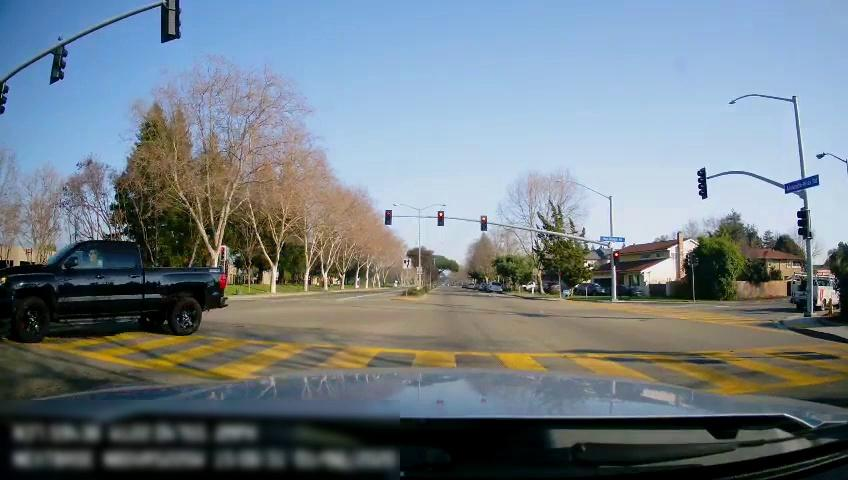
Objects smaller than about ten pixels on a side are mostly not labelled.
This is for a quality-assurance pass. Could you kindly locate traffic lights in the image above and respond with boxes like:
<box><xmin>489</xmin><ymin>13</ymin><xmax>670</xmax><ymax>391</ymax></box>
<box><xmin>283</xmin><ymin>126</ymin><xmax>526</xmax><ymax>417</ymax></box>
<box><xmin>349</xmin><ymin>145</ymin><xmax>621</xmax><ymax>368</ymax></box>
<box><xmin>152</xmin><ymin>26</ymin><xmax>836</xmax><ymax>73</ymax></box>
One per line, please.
<box><xmin>0</xmin><ymin>80</ymin><xmax>9</xmax><ymax>115</ymax></box>
<box><xmin>797</xmin><ymin>207</ymin><xmax>812</xmax><ymax>240</ymax></box>
<box><xmin>693</xmin><ymin>254</ymin><xmax>700</xmax><ymax>267</ymax></box>
<box><xmin>480</xmin><ymin>215</ymin><xmax>488</xmax><ymax>232</ymax></box>
<box><xmin>384</xmin><ymin>209</ymin><xmax>393</xmax><ymax>226</ymax></box>
<box><xmin>696</xmin><ymin>166</ymin><xmax>709</xmax><ymax>201</ymax></box>
<box><xmin>218</xmin><ymin>245</ymin><xmax>227</xmax><ymax>262</ymax></box>
<box><xmin>685</xmin><ymin>252</ymin><xmax>692</xmax><ymax>269</ymax></box>
<box><xmin>613</xmin><ymin>250</ymin><xmax>621</xmax><ymax>266</ymax></box>
<box><xmin>49</xmin><ymin>37</ymin><xmax>68</xmax><ymax>86</ymax></box>
<box><xmin>437</xmin><ymin>210</ymin><xmax>445</xmax><ymax>227</ymax></box>
<box><xmin>160</xmin><ymin>0</ymin><xmax>181</xmax><ymax>44</ymax></box>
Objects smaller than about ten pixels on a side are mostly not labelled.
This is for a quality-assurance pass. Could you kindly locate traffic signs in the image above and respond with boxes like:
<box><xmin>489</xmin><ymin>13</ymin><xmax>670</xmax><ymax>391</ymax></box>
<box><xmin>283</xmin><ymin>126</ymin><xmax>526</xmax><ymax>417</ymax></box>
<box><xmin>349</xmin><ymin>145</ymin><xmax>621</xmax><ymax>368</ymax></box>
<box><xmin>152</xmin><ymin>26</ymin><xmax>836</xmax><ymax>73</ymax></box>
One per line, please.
<box><xmin>784</xmin><ymin>174</ymin><xmax>820</xmax><ymax>195</ymax></box>
<box><xmin>402</xmin><ymin>257</ymin><xmax>412</xmax><ymax>271</ymax></box>
<box><xmin>599</xmin><ymin>235</ymin><xmax>625</xmax><ymax>243</ymax></box>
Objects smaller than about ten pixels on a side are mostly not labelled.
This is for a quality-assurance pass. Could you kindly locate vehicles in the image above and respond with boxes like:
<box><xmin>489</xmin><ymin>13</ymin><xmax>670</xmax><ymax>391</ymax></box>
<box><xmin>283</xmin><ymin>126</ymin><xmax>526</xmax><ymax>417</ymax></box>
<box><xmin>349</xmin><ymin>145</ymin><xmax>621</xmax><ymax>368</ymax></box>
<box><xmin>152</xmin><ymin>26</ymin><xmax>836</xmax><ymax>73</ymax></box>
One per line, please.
<box><xmin>543</xmin><ymin>281</ymin><xmax>561</xmax><ymax>295</ymax></box>
<box><xmin>485</xmin><ymin>281</ymin><xmax>503</xmax><ymax>294</ymax></box>
<box><xmin>520</xmin><ymin>281</ymin><xmax>546</xmax><ymax>294</ymax></box>
<box><xmin>608</xmin><ymin>284</ymin><xmax>643</xmax><ymax>297</ymax></box>
<box><xmin>788</xmin><ymin>273</ymin><xmax>841</xmax><ymax>312</ymax></box>
<box><xmin>478</xmin><ymin>281</ymin><xmax>488</xmax><ymax>292</ymax></box>
<box><xmin>0</xmin><ymin>239</ymin><xmax>230</xmax><ymax>344</ymax></box>
<box><xmin>575</xmin><ymin>282</ymin><xmax>606</xmax><ymax>297</ymax></box>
